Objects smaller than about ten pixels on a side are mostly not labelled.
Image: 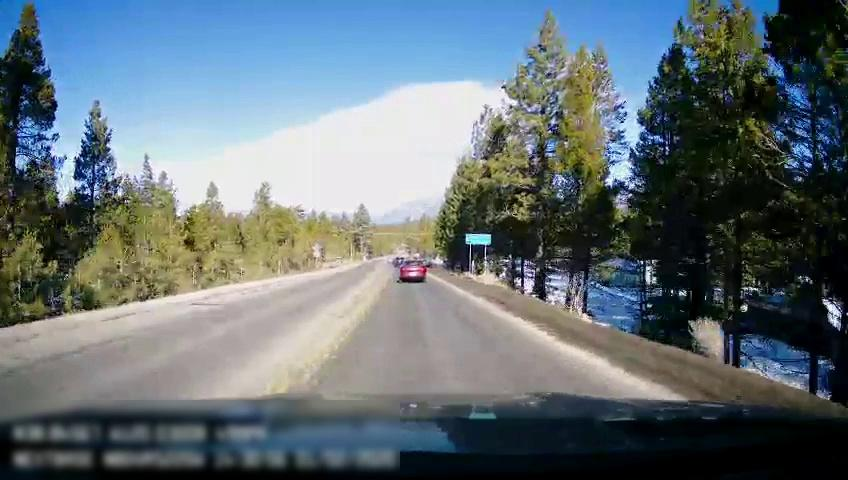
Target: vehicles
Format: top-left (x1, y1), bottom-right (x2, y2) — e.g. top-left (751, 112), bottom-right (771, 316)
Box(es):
top-left (391, 257), bottom-right (404, 266)
top-left (400, 261), bottom-right (427, 280)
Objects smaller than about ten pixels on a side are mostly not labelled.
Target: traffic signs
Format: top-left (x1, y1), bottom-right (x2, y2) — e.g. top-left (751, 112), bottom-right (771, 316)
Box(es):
top-left (464, 233), bottom-right (492, 245)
